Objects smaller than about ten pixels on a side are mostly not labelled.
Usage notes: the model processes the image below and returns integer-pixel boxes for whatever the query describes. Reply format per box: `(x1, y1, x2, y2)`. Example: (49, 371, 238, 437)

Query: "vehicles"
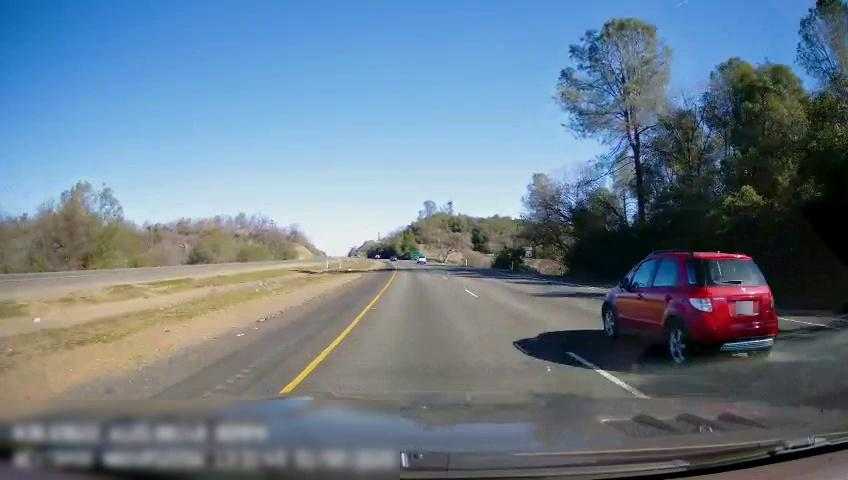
(417, 256, 427, 264)
(600, 250, 779, 368)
